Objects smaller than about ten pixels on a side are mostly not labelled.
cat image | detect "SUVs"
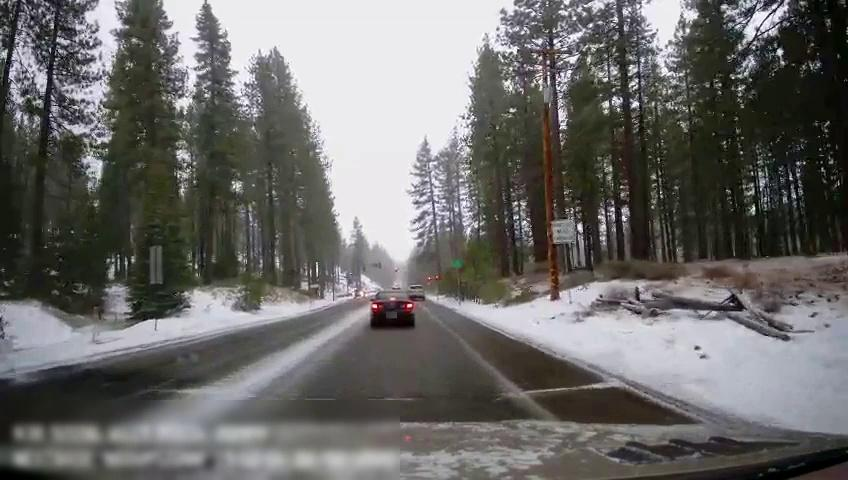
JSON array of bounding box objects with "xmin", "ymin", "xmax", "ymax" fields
[{"xmin": 407, "ymin": 284, "xmax": 426, "ymax": 300}]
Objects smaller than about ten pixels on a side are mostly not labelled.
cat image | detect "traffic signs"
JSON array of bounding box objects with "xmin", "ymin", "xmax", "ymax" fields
[
  {"xmin": 448, "ymin": 259, "xmax": 462, "ymax": 269},
  {"xmin": 552, "ymin": 219, "xmax": 577, "ymax": 244}
]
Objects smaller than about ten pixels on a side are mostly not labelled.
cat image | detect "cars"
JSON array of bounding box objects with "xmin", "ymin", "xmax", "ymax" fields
[{"xmin": 370, "ymin": 287, "xmax": 416, "ymax": 330}]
